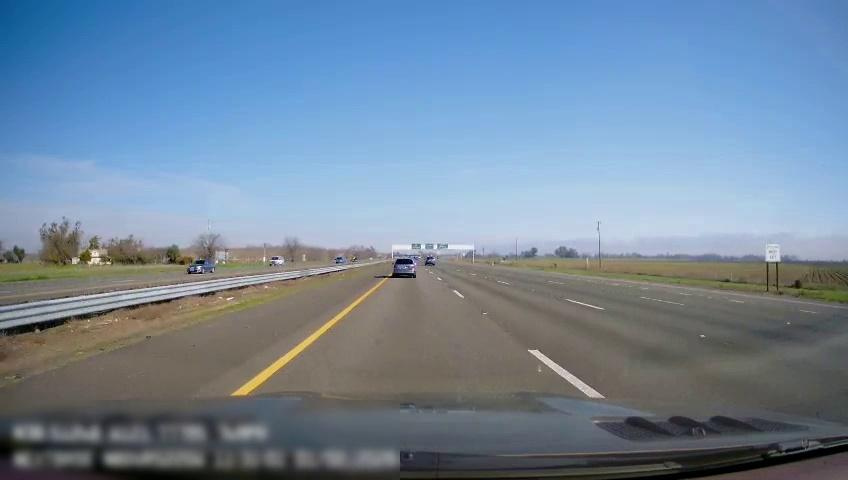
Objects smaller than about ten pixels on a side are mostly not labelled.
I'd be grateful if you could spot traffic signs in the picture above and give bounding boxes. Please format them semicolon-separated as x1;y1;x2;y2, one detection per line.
766;244;781;262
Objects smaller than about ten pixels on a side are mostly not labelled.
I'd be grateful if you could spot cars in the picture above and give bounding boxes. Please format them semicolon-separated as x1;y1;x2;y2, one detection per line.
187;259;216;275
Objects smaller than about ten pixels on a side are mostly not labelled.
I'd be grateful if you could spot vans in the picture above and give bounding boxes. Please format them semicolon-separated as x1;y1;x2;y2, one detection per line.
268;256;285;268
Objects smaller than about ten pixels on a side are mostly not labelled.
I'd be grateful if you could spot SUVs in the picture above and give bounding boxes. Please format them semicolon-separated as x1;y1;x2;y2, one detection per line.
424;257;435;266
392;257;417;278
